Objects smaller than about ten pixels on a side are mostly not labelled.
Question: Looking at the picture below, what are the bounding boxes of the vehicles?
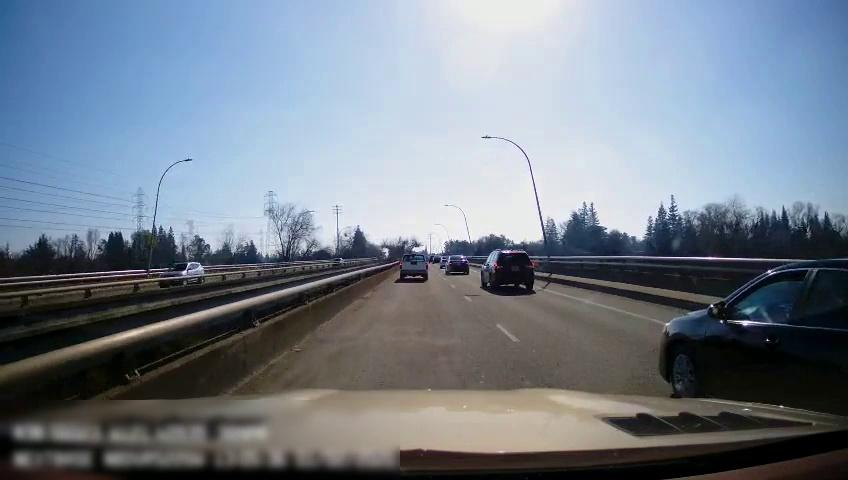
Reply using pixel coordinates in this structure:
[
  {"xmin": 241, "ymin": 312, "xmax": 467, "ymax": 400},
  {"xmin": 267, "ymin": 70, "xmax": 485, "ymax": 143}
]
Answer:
[
  {"xmin": 480, "ymin": 249, "xmax": 534, "ymax": 291},
  {"xmin": 399, "ymin": 253, "xmax": 429, "ymax": 281},
  {"xmin": 439, "ymin": 255, "xmax": 447, "ymax": 270},
  {"xmin": 432, "ymin": 256, "xmax": 442, "ymax": 264},
  {"xmin": 445, "ymin": 255, "xmax": 470, "ymax": 275},
  {"xmin": 158, "ymin": 261, "xmax": 208, "ymax": 289},
  {"xmin": 657, "ymin": 258, "xmax": 848, "ymax": 414}
]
